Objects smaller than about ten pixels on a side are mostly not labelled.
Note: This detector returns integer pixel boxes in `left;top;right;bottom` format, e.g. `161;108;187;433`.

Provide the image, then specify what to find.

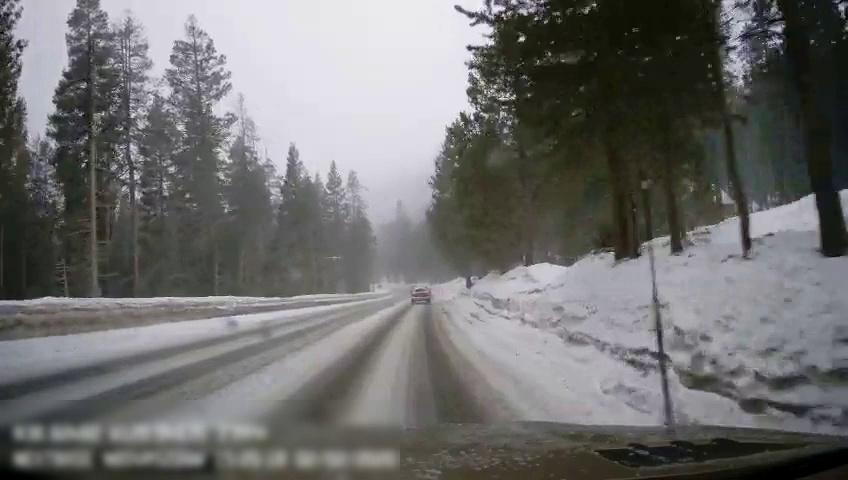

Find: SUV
410;286;432;305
